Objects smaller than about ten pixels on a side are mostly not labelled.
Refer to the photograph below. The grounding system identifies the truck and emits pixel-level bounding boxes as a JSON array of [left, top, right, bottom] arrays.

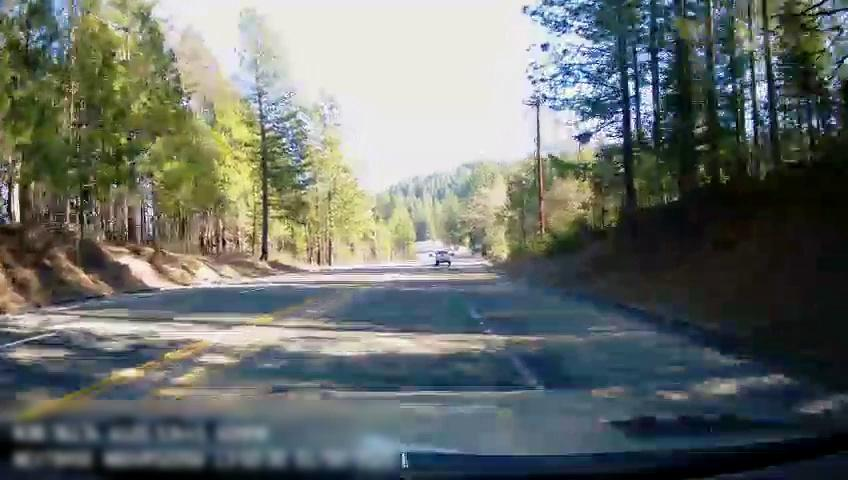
[[434, 250, 452, 267]]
